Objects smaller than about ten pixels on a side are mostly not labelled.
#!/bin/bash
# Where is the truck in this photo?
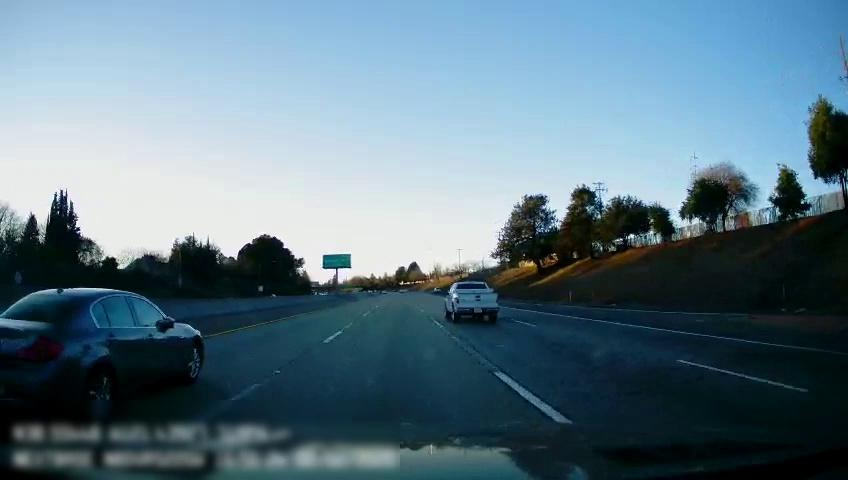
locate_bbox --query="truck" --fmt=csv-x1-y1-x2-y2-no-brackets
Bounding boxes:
444,280,500,324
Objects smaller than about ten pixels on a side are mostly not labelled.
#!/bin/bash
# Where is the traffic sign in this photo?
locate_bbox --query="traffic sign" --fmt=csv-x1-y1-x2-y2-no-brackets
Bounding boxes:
322,252,352,269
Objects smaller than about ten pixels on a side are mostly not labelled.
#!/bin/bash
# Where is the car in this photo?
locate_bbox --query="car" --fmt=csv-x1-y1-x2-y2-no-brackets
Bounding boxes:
0,286,206,429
